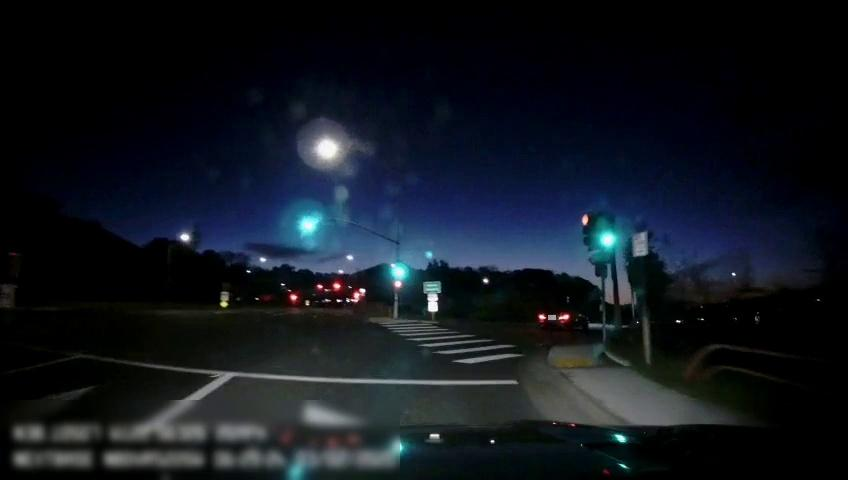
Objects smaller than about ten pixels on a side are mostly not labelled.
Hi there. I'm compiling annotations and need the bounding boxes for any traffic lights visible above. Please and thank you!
[581,211,599,251]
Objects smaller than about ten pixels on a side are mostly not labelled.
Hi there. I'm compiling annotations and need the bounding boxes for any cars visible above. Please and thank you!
[537,300,589,331]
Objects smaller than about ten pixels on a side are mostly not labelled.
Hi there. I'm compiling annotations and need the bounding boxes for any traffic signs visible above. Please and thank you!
[422,282,442,294]
[426,302,439,313]
[631,231,648,258]
[426,293,438,302]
